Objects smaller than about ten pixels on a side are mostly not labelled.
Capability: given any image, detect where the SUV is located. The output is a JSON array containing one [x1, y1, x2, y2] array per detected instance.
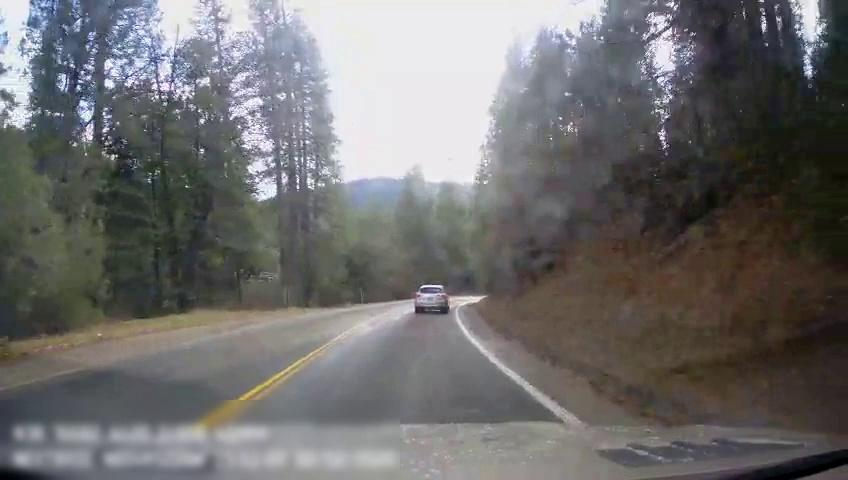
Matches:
[[414, 284, 450, 314]]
